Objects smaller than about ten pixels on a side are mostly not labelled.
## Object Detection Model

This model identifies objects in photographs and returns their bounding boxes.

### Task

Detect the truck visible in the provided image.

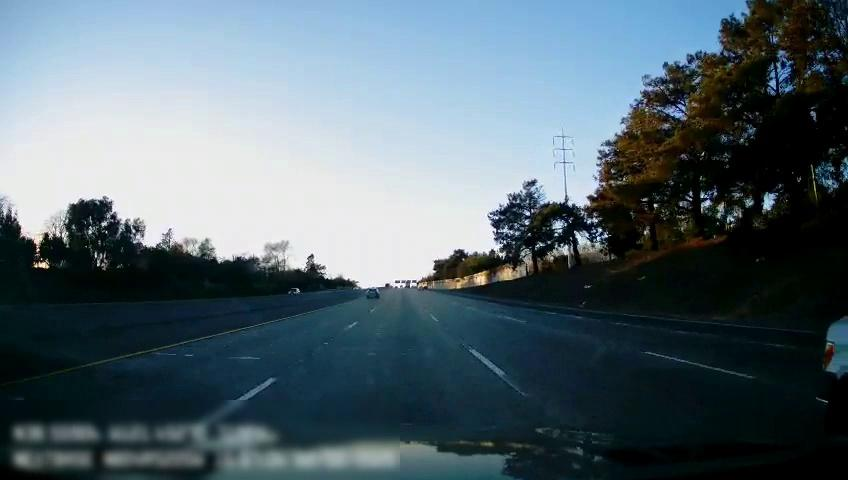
[820,313,848,429]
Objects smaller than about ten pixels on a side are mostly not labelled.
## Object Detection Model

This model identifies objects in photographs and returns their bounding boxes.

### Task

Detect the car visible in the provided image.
[365,287,382,300]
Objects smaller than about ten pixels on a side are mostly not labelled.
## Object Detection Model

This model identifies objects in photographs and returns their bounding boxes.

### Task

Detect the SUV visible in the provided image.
[288,287,301,296]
